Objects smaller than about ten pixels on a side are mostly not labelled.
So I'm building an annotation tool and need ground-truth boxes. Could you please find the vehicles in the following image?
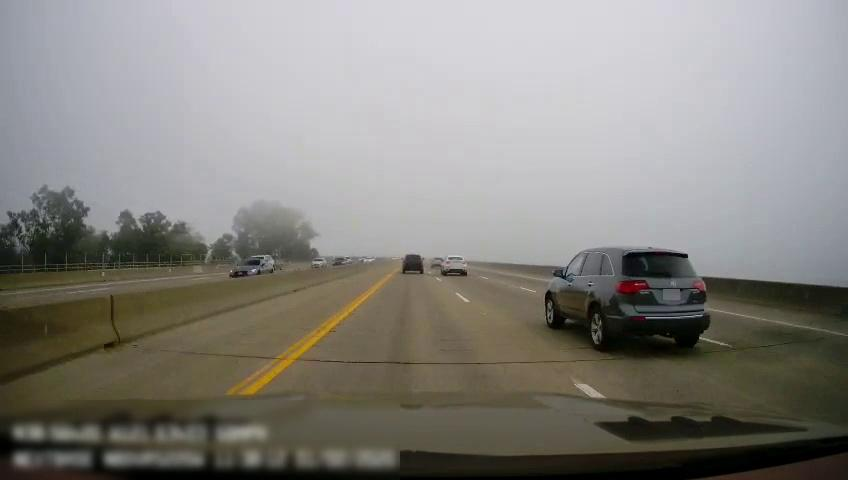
[332,257,347,266]
[249,254,277,273]
[430,257,445,269]
[228,257,275,279]
[310,257,329,269]
[542,244,711,352]
[401,254,425,275]
[342,256,353,264]
[362,256,376,264]
[439,255,468,277]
